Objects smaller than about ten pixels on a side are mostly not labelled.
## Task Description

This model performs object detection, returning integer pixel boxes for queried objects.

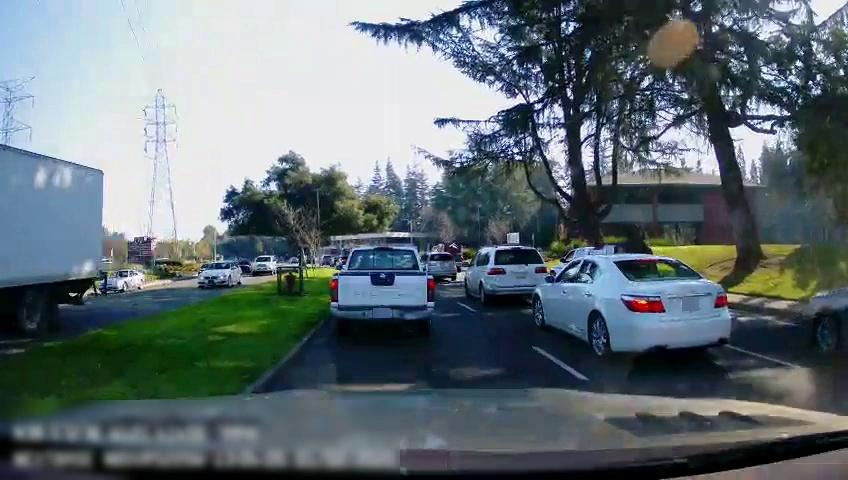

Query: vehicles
[322,255,334,267]
[446,239,465,272]
[196,259,242,288]
[530,252,733,359]
[802,285,848,359]
[98,267,146,294]
[427,250,458,281]
[237,259,252,274]
[0,141,109,337]
[249,255,277,276]
[559,237,655,264]
[327,245,435,339]
[334,255,348,271]
[460,244,549,309]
